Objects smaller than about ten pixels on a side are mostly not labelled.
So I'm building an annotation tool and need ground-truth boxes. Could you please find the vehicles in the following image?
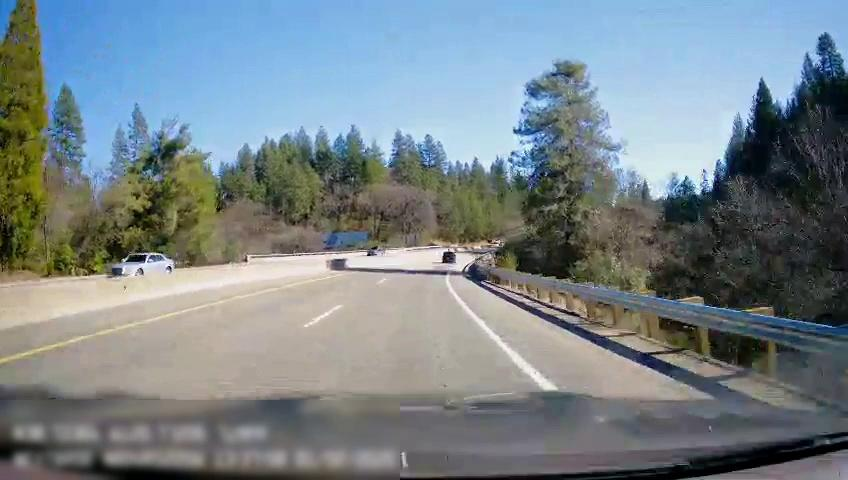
[105,252,177,281]
[442,252,456,263]
[366,245,386,258]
